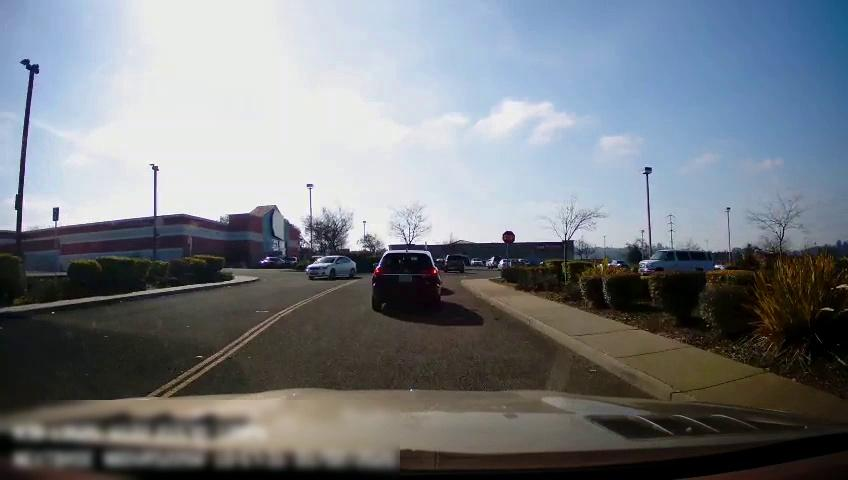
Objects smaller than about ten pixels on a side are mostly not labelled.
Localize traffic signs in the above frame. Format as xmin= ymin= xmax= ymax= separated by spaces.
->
xmin=502 ymin=230 xmax=516 ymax=245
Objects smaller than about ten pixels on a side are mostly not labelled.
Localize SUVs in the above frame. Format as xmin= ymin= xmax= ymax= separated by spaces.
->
xmin=371 ymin=249 xmax=441 ymax=310
xmin=444 ymin=254 xmax=464 ymax=272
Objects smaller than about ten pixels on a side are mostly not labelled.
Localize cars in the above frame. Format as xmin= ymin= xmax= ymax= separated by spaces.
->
xmin=304 ymin=255 xmax=358 ymax=280
xmin=258 ymin=257 xmax=278 ymax=268
xmin=496 ymin=258 xmax=512 ymax=272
